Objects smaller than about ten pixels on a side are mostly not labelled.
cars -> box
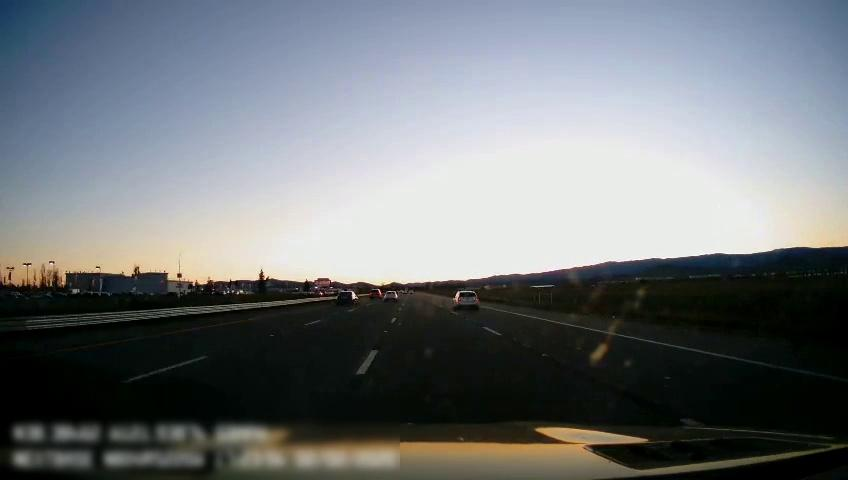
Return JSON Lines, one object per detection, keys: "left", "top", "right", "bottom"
{"left": 337, "top": 291, "right": 360, "bottom": 308}
{"left": 384, "top": 290, "right": 399, "bottom": 303}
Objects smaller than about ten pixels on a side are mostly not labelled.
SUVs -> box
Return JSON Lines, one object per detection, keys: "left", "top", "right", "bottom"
{"left": 452, "top": 290, "right": 480, "bottom": 311}
{"left": 369, "top": 289, "right": 382, "bottom": 301}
